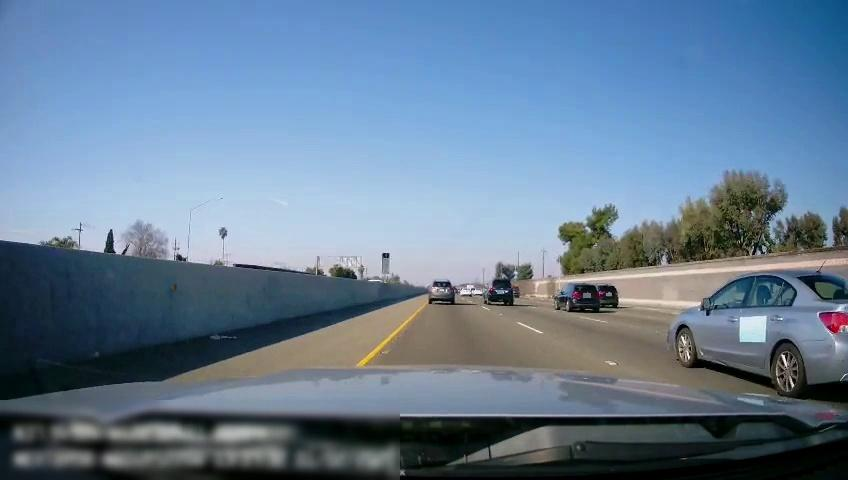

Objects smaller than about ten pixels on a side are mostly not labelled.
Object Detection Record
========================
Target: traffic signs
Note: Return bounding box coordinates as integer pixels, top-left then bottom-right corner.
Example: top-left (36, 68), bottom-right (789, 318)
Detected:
top-left (382, 253), bottom-right (390, 274)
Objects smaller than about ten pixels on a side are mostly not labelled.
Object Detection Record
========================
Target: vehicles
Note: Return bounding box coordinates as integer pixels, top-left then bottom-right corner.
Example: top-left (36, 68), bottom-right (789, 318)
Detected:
top-left (426, 280), bottom-right (455, 305)
top-left (668, 268), bottom-right (848, 398)
top-left (460, 287), bottom-right (472, 297)
top-left (595, 285), bottom-right (619, 308)
top-left (483, 279), bottom-right (514, 306)
top-left (553, 283), bottom-right (600, 314)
